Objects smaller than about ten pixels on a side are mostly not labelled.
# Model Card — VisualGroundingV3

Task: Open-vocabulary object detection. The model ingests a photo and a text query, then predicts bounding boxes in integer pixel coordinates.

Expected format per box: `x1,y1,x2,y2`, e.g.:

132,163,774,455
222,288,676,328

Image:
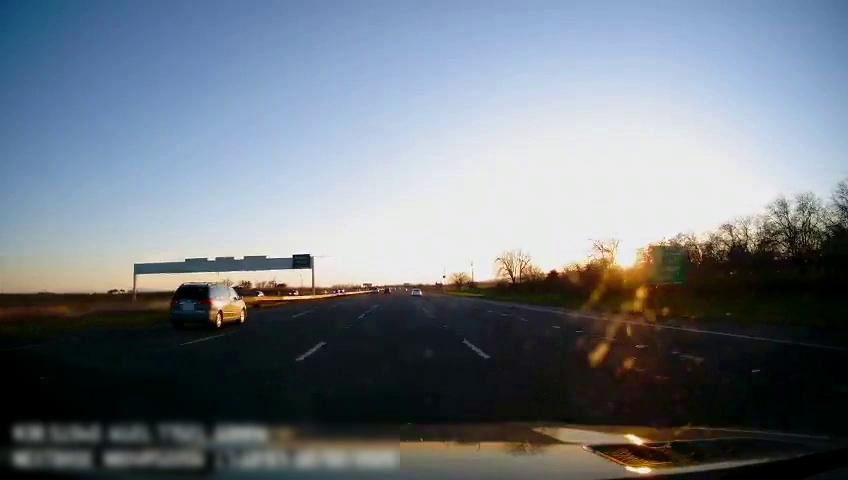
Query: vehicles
170,281,247,330
249,291,265,298
410,288,422,297
288,290,300,297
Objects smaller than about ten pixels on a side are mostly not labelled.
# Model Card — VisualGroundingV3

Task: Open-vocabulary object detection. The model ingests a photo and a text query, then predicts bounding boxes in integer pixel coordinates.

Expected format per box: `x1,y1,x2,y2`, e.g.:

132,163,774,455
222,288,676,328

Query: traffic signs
292,254,311,269
652,245,688,285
